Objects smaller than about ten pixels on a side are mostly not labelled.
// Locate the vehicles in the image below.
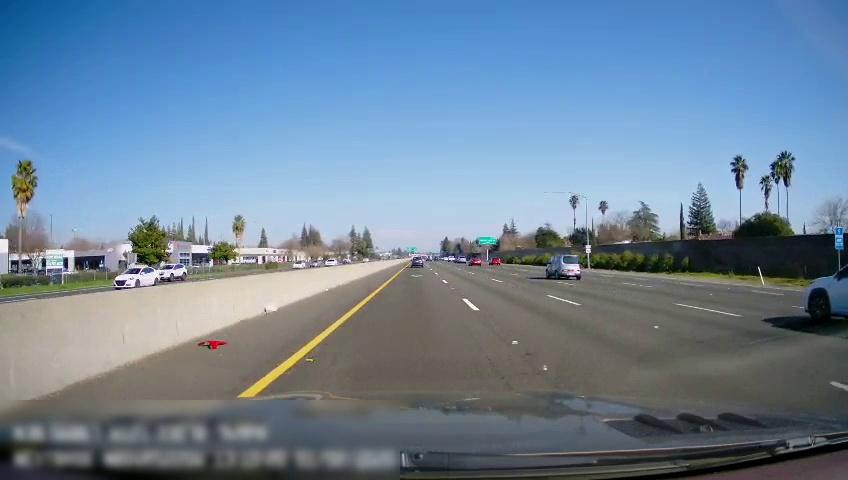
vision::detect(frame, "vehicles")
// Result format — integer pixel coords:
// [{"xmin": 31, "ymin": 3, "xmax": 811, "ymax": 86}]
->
[
  {"xmin": 308, "ymin": 260, "xmax": 320, "ymax": 268},
  {"xmin": 112, "ymin": 265, "xmax": 161, "ymax": 290},
  {"xmin": 455, "ymin": 255, "xmax": 466, "ymax": 264},
  {"xmin": 156, "ymin": 263, "xmax": 188, "ymax": 283},
  {"xmin": 468, "ymin": 256, "xmax": 483, "ymax": 266},
  {"xmin": 342, "ymin": 258, "xmax": 352, "ymax": 264},
  {"xmin": 489, "ymin": 256, "xmax": 502, "ymax": 266},
  {"xmin": 544, "ymin": 255, "xmax": 582, "ymax": 280},
  {"xmin": 325, "ymin": 258, "xmax": 339, "ymax": 268},
  {"xmin": 291, "ymin": 260, "xmax": 306, "ymax": 270},
  {"xmin": 806, "ymin": 264, "xmax": 848, "ymax": 324},
  {"xmin": 410, "ymin": 255, "xmax": 425, "ymax": 268}
]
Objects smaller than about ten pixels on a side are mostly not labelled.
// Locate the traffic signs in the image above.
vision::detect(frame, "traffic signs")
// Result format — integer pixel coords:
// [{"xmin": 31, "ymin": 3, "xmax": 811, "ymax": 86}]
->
[
  {"xmin": 477, "ymin": 236, "xmax": 498, "ymax": 247},
  {"xmin": 405, "ymin": 246, "xmax": 418, "ymax": 253}
]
